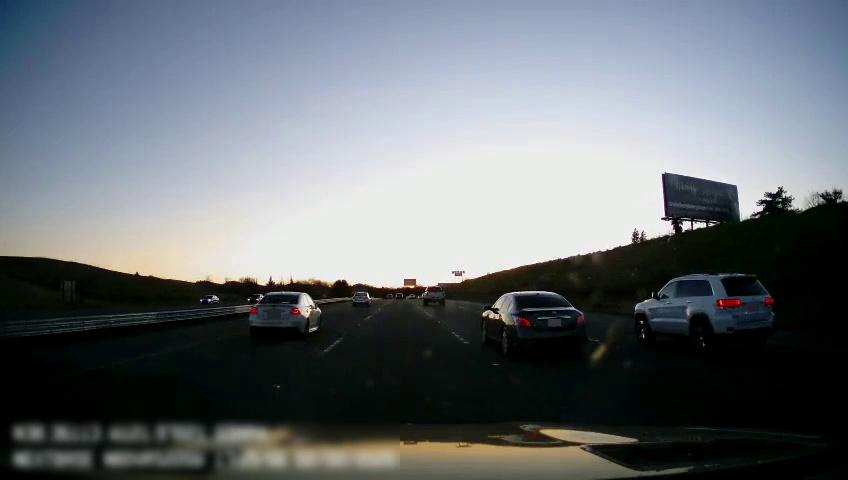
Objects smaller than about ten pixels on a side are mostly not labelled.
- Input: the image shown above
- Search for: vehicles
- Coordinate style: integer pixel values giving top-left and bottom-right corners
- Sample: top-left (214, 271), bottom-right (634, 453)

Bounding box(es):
top-left (352, 292), bottom-right (373, 307)
top-left (634, 273), bottom-right (775, 357)
top-left (199, 295), bottom-right (219, 306)
top-left (480, 291), bottom-right (585, 357)
top-left (423, 286), bottom-right (445, 307)
top-left (247, 294), bottom-right (265, 305)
